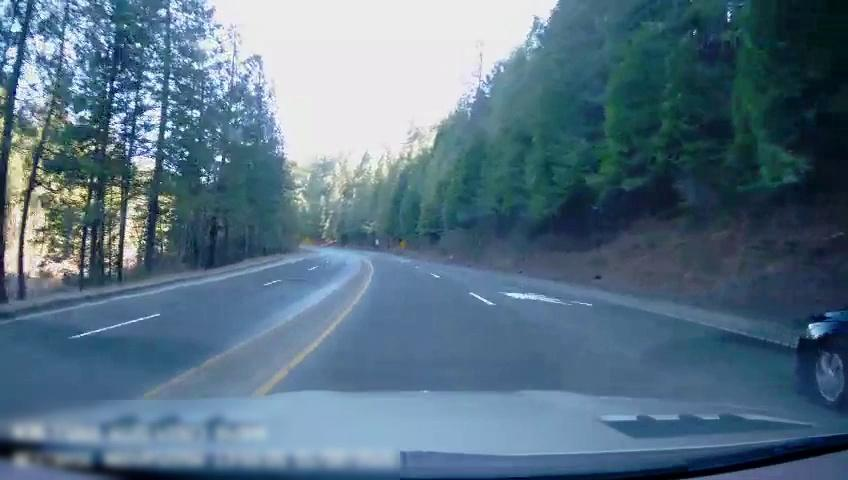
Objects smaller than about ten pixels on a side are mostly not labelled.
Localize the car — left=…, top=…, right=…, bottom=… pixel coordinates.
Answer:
left=795, top=312, right=848, bottom=414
